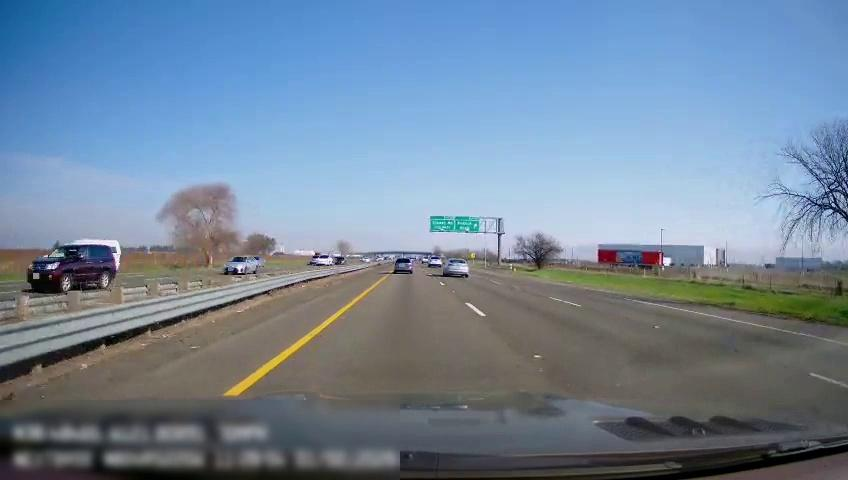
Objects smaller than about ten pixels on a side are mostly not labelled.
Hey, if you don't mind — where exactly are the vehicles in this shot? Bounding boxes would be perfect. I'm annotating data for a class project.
[224,256,258,275]
[441,258,470,278]
[254,256,264,273]
[26,245,117,293]
[394,257,414,274]
[57,240,121,271]
[309,255,320,265]
[316,255,333,266]
[427,256,442,268]
[333,256,350,266]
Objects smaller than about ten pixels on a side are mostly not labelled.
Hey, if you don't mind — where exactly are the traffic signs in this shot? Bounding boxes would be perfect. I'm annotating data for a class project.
[430,215,482,232]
